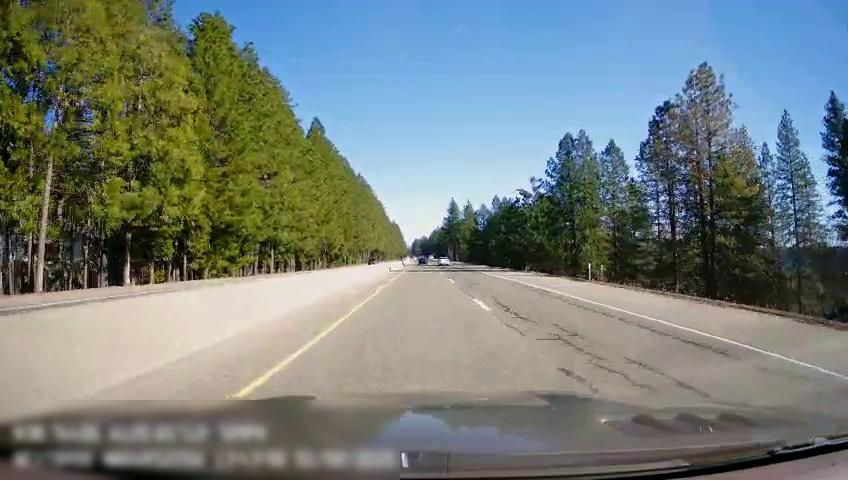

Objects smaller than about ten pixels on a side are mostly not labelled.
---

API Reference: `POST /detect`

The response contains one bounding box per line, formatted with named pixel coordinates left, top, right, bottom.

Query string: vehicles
left=417, top=255, right=429, bottom=265
left=436, top=256, right=449, bottom=267
left=367, top=257, right=380, bottom=265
